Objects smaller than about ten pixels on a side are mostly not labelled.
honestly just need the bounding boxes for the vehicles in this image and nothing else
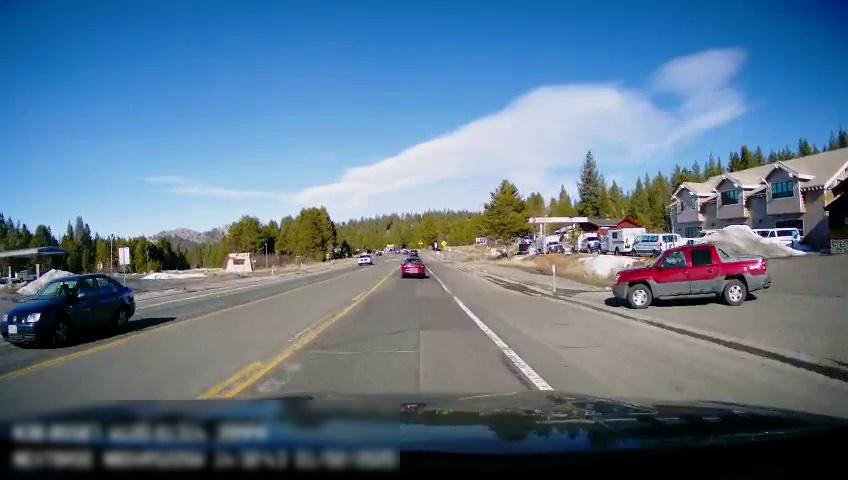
[0,272,137,347]
[753,227,802,249]
[358,254,374,266]
[680,229,720,246]
[534,235,569,256]
[613,241,774,309]
[629,233,681,257]
[571,232,603,254]
[400,257,427,279]
[408,250,420,258]
[595,227,647,256]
